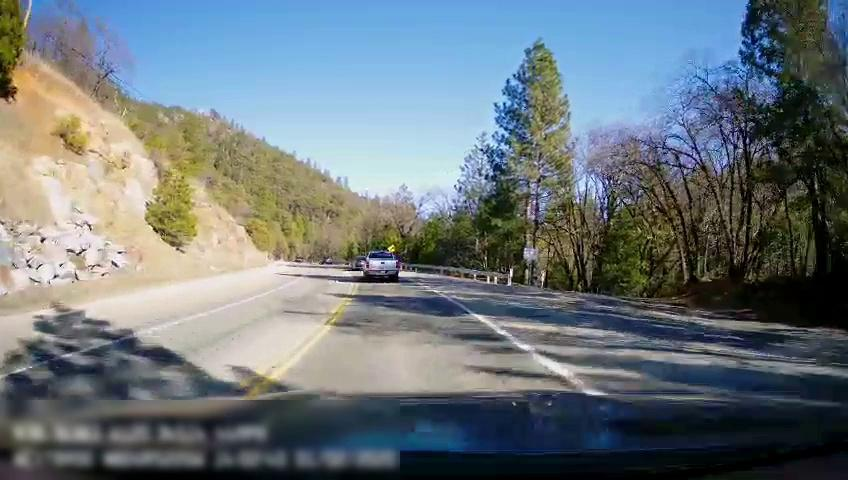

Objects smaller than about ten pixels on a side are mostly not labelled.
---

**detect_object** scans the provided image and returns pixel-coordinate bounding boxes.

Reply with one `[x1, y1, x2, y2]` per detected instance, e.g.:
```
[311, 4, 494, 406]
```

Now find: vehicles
[352, 256, 364, 271]
[362, 250, 399, 282]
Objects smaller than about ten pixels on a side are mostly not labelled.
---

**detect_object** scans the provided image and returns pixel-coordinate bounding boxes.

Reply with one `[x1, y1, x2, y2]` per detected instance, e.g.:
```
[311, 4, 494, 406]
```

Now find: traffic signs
[523, 248, 539, 262]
